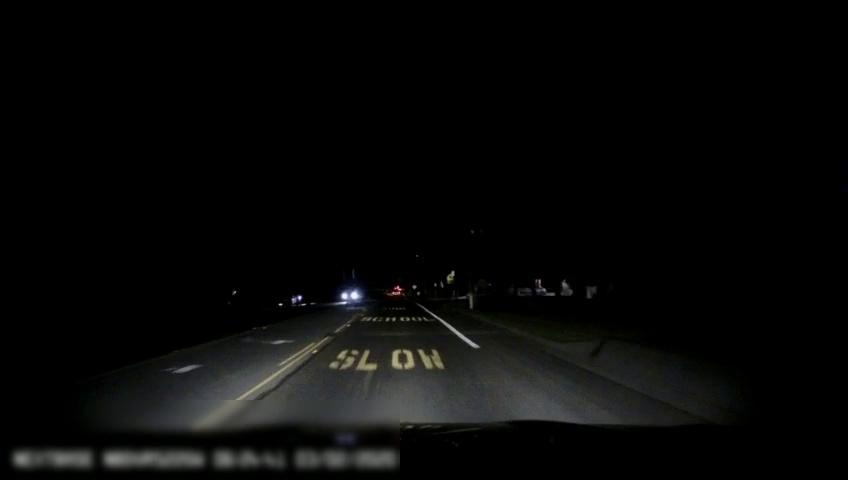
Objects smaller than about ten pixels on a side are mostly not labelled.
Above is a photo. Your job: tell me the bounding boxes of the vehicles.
[276,291,305,309]
[340,285,364,302]
[507,283,546,297]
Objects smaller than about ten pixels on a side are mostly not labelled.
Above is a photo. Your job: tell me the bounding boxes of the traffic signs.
[446,274,454,285]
